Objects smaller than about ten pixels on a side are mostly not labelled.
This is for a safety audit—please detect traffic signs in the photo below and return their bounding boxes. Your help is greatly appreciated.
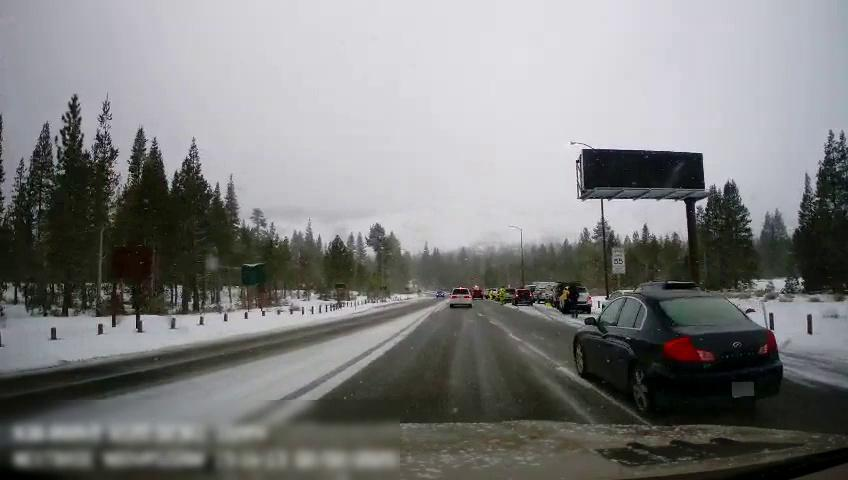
[612,246,626,275]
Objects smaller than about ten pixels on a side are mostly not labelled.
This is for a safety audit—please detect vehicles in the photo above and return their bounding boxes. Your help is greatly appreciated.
[503,287,515,302]
[472,288,484,299]
[550,281,582,308]
[449,287,473,308]
[524,284,537,293]
[532,281,557,304]
[572,287,784,421]
[601,289,634,312]
[634,279,700,290]
[558,286,592,314]
[483,288,499,300]
[511,288,534,306]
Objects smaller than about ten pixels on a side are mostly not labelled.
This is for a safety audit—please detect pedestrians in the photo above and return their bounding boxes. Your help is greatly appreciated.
[569,286,579,319]
[498,287,505,306]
